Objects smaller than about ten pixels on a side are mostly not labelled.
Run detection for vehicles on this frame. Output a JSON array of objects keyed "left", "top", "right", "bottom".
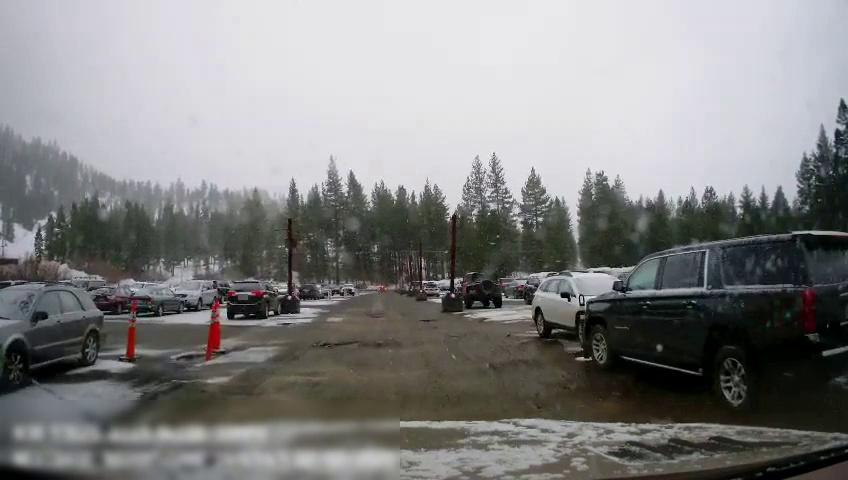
[
  {"left": 226, "top": 279, "right": 281, "bottom": 321},
  {"left": 0, "top": 284, "right": 106, "bottom": 392},
  {"left": 503, "top": 277, "right": 526, "bottom": 300},
  {"left": 583, "top": 230, "right": 848, "bottom": 410},
  {"left": 455, "top": 271, "right": 502, "bottom": 309},
  {"left": 532, "top": 273, "right": 620, "bottom": 348},
  {"left": 173, "top": 280, "right": 219, "bottom": 312},
  {"left": 523, "top": 272, "right": 559, "bottom": 305},
  {"left": 91, "top": 286, "right": 129, "bottom": 315},
  {"left": 127, "top": 287, "right": 186, "bottom": 318}
]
